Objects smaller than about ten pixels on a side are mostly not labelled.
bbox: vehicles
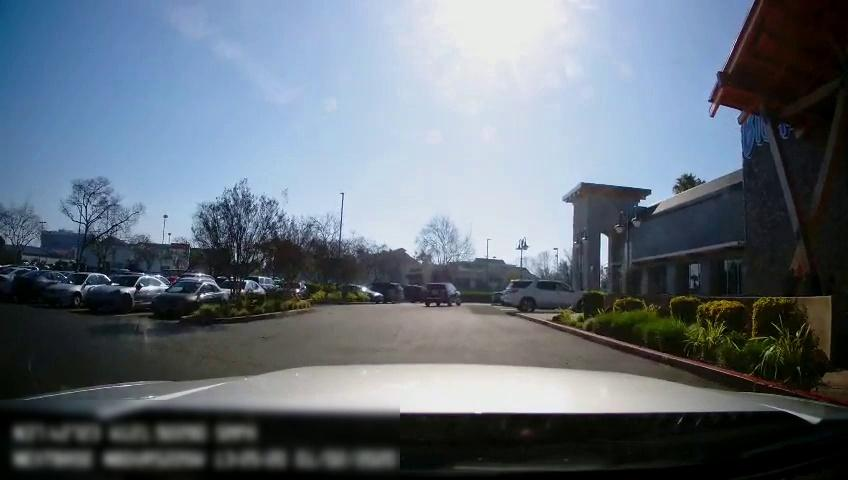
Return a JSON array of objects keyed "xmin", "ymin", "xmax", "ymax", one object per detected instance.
[
  {"xmin": 504, "ymin": 280, "xmax": 607, "ymax": 313},
  {"xmin": 370, "ymin": 283, "xmax": 405, "ymax": 304},
  {"xmin": 14, "ymin": 270, "xmax": 76, "ymax": 303},
  {"xmin": 142, "ymin": 274, "xmax": 173, "ymax": 305},
  {"xmin": 152, "ymin": 277, "xmax": 229, "ymax": 319},
  {"xmin": 493, "ymin": 290, "xmax": 510, "ymax": 305},
  {"xmin": 215, "ymin": 280, "xmax": 269, "ymax": 297},
  {"xmin": 271, "ymin": 281, "xmax": 309, "ymax": 300},
  {"xmin": 346, "ymin": 284, "xmax": 384, "ymax": 303},
  {"xmin": 85, "ymin": 274, "xmax": 173, "ymax": 315},
  {"xmin": 247, "ymin": 277, "xmax": 282, "ymax": 294},
  {"xmin": 400, "ymin": 283, "xmax": 426, "ymax": 303},
  {"xmin": 425, "ymin": 282, "xmax": 462, "ymax": 307},
  {"xmin": 180, "ymin": 272, "xmax": 212, "ymax": 280},
  {"xmin": 0, "ymin": 266, "xmax": 34, "ymax": 297},
  {"xmin": 44, "ymin": 272, "xmax": 117, "ymax": 309}
]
